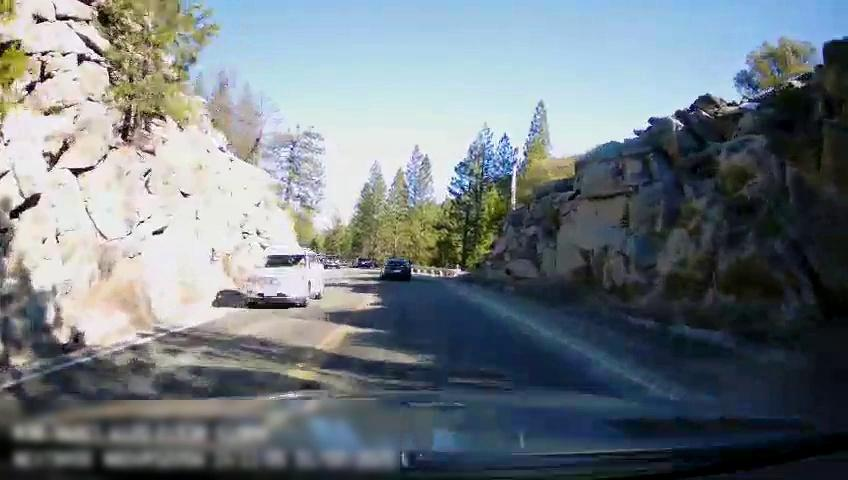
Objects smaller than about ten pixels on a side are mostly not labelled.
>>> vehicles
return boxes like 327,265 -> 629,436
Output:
356,257 -> 371,268
320,255 -> 342,270
244,249 -> 324,308
382,258 -> 412,281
